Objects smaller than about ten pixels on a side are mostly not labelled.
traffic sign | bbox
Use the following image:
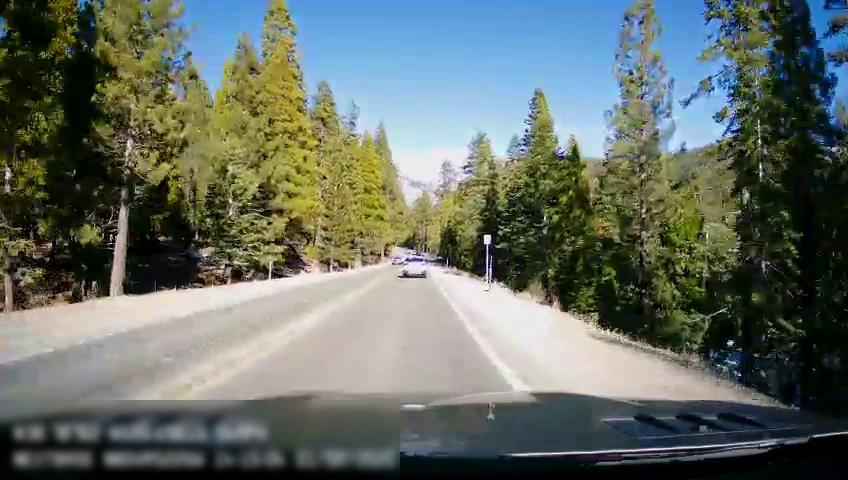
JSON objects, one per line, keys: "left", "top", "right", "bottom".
{"left": 483, "top": 234, "right": 492, "bottom": 245}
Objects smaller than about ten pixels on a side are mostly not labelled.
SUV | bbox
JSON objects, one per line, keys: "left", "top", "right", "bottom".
{"left": 402, "top": 255, "right": 428, "bottom": 279}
